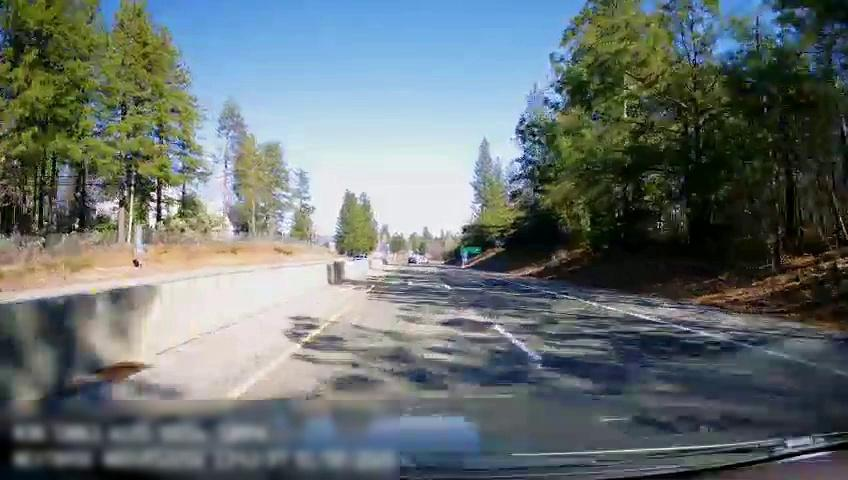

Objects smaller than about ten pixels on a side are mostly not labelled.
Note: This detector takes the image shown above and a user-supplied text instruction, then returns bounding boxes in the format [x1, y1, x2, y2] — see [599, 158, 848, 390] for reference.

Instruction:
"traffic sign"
[459, 245, 482, 257]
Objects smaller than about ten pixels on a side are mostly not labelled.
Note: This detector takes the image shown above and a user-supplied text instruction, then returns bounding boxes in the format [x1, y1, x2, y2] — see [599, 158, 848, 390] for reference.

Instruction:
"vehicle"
[407, 256, 417, 265]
